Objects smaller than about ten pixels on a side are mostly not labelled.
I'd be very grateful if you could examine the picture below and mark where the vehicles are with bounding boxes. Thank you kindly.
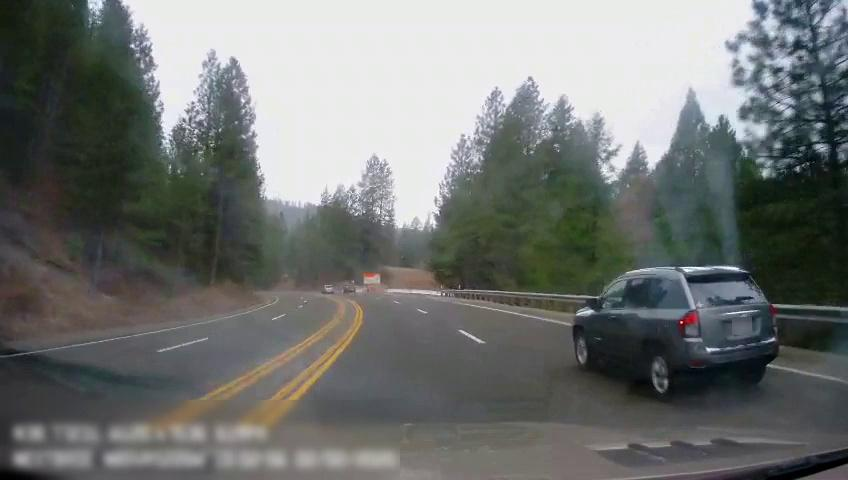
[321,285,334,295]
[343,286,356,294]
[572,265,779,403]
